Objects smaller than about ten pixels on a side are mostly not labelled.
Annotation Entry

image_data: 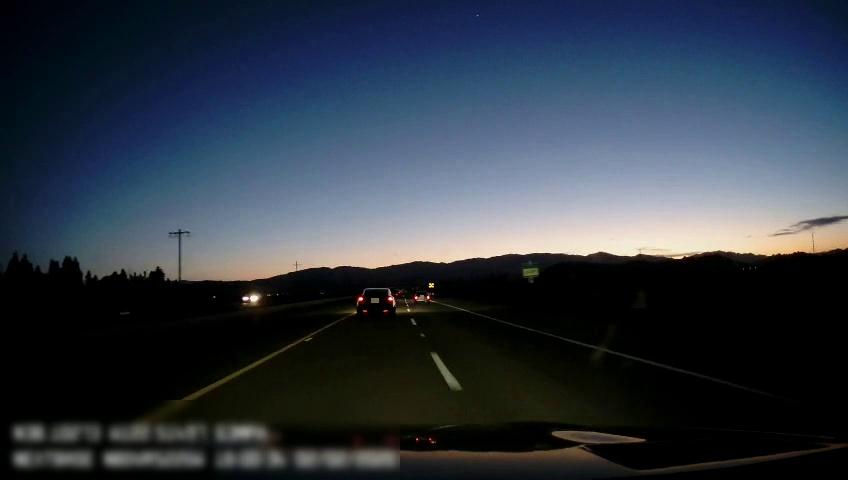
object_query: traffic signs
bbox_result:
[521,262,543,279]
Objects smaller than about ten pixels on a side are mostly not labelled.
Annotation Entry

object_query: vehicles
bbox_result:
[414,291,430,303]
[241,292,259,303]
[356,287,396,317]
